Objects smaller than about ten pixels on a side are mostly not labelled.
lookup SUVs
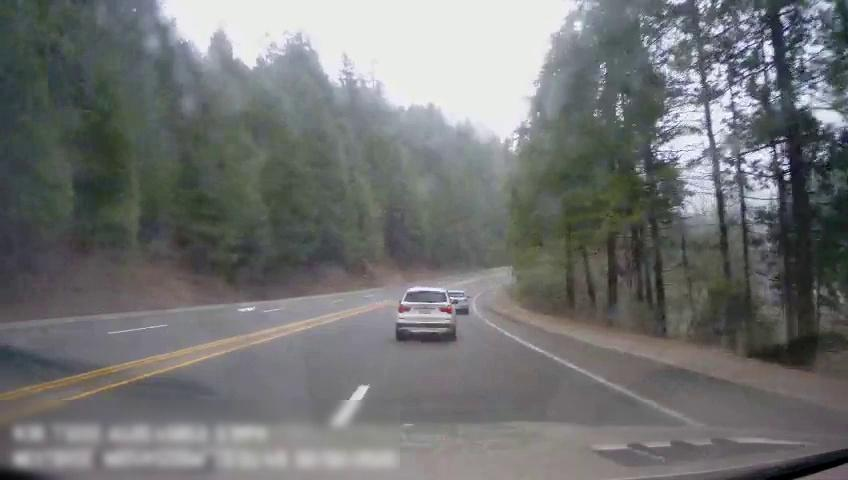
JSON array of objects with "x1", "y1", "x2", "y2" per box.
[
  {"x1": 396, "y1": 287, "x2": 458, "y2": 341},
  {"x1": 447, "y1": 290, "x2": 470, "y2": 315}
]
